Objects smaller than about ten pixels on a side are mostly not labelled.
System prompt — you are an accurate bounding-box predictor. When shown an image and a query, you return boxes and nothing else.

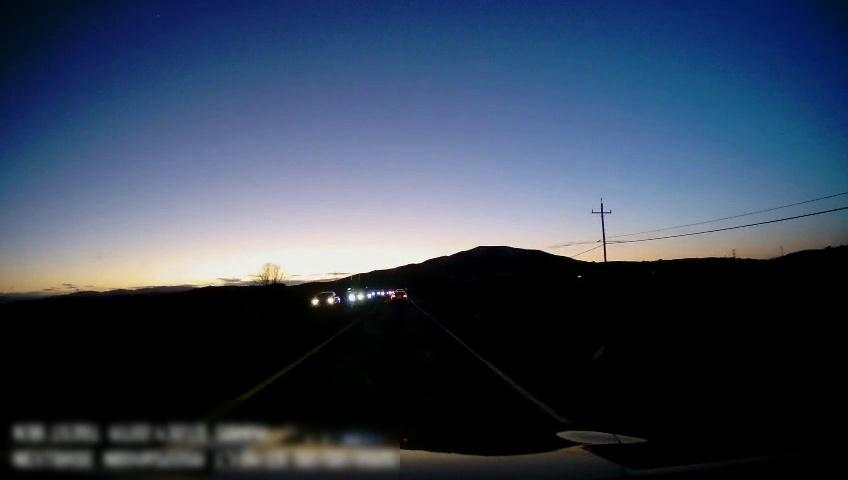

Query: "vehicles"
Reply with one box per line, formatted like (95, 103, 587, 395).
(310, 291, 341, 308)
(392, 290, 409, 303)
(347, 290, 366, 303)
